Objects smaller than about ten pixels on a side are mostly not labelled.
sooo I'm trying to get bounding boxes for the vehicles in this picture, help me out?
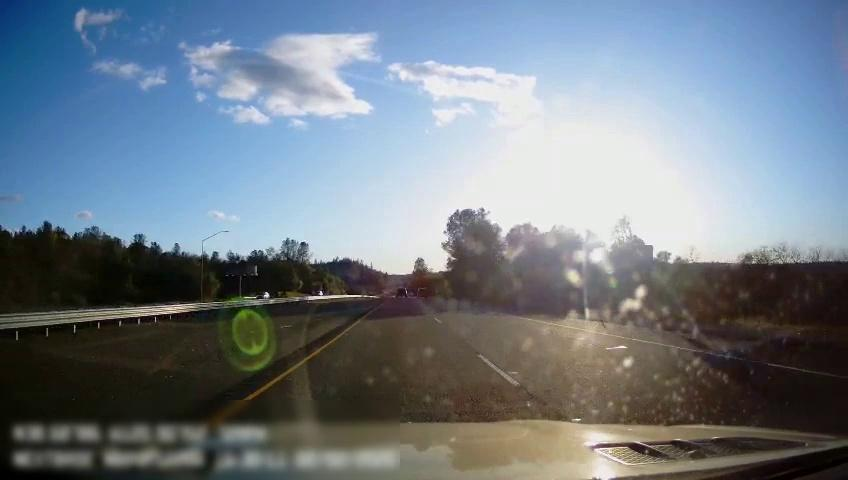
[417,288,430,299]
[395,287,408,298]
[255,291,271,300]
[311,288,327,297]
